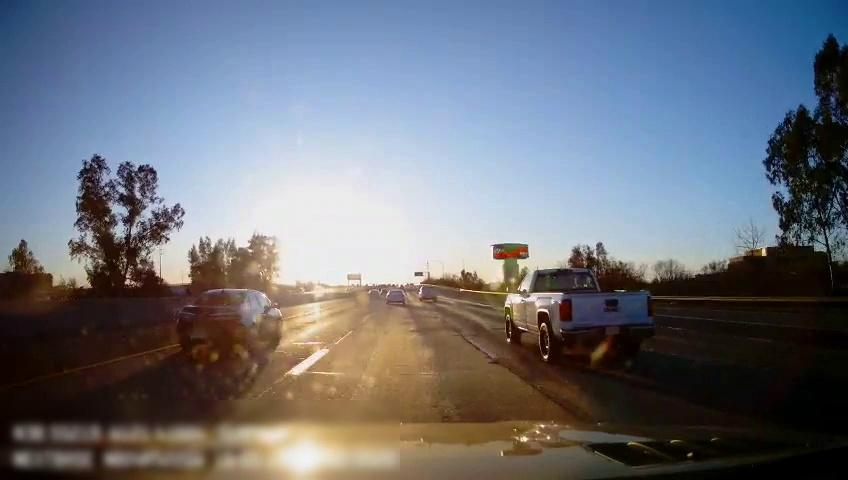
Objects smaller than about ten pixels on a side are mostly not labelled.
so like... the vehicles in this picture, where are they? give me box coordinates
[418,285,438,303]
[504,267,658,367]
[385,289,406,305]
[177,288,284,359]
[367,289,381,299]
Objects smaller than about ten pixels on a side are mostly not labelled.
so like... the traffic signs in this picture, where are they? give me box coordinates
[346,274,361,282]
